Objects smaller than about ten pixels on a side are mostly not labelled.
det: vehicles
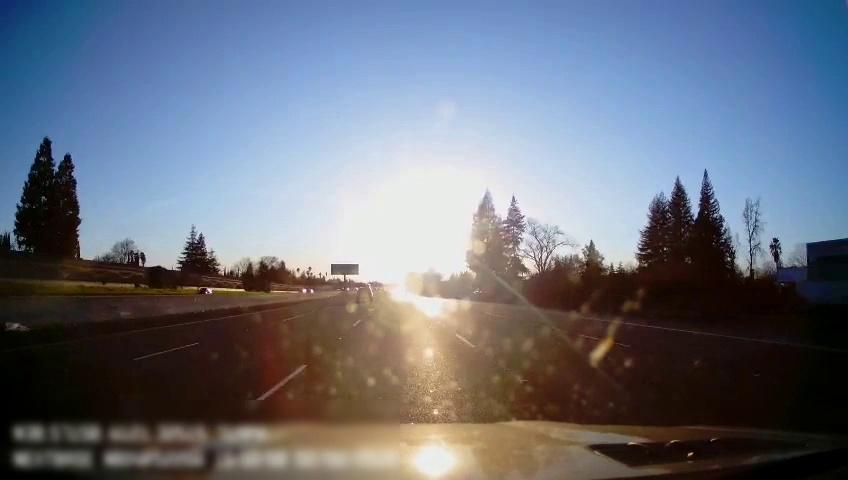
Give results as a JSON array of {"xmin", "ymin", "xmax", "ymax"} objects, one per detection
[
  {"xmin": 356, "ymin": 283, "xmax": 374, "ymax": 303},
  {"xmin": 195, "ymin": 287, "xmax": 212, "ymax": 296}
]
